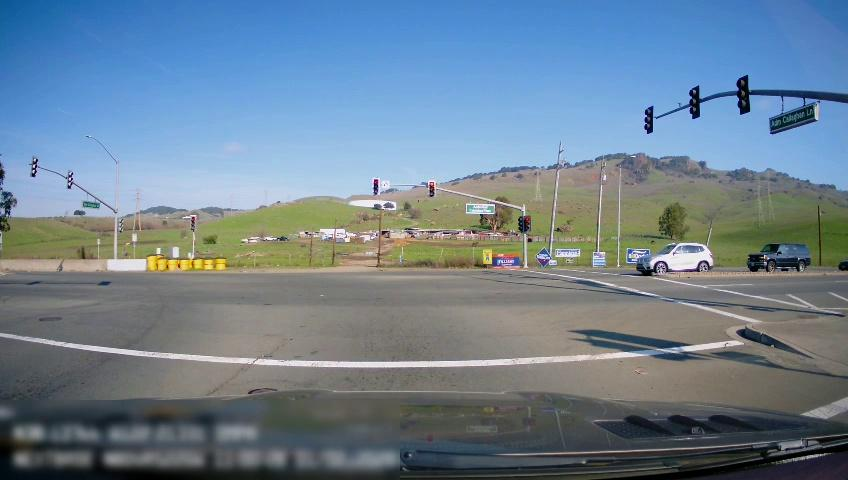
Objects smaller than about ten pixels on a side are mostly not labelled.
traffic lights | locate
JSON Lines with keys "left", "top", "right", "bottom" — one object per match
{"left": 117, "top": 215, "right": 125, "bottom": 233}
{"left": 735, "top": 74, "right": 751, "bottom": 115}
{"left": 687, "top": 84, "right": 702, "bottom": 120}
{"left": 517, "top": 215, "right": 525, "bottom": 232}
{"left": 66, "top": 168, "right": 75, "bottom": 190}
{"left": 643, "top": 104, "right": 655, "bottom": 135}
{"left": 30, "top": 156, "right": 40, "bottom": 178}
{"left": 371, "top": 176, "right": 382, "bottom": 196}
{"left": 426, "top": 178, "right": 437, "bottom": 197}
{"left": 189, "top": 214, "right": 198, "bottom": 232}
{"left": 523, "top": 214, "right": 533, "bottom": 232}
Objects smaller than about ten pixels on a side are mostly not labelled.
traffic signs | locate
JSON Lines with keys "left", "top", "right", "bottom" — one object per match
{"left": 768, "top": 100, "right": 821, "bottom": 135}
{"left": 464, "top": 201, "right": 497, "bottom": 216}
{"left": 81, "top": 199, "right": 101, "bottom": 209}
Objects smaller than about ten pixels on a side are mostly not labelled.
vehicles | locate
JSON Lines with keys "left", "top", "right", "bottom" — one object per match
{"left": 746, "top": 243, "right": 812, "bottom": 273}
{"left": 838, "top": 261, "right": 848, "bottom": 272}
{"left": 636, "top": 242, "right": 714, "bottom": 276}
